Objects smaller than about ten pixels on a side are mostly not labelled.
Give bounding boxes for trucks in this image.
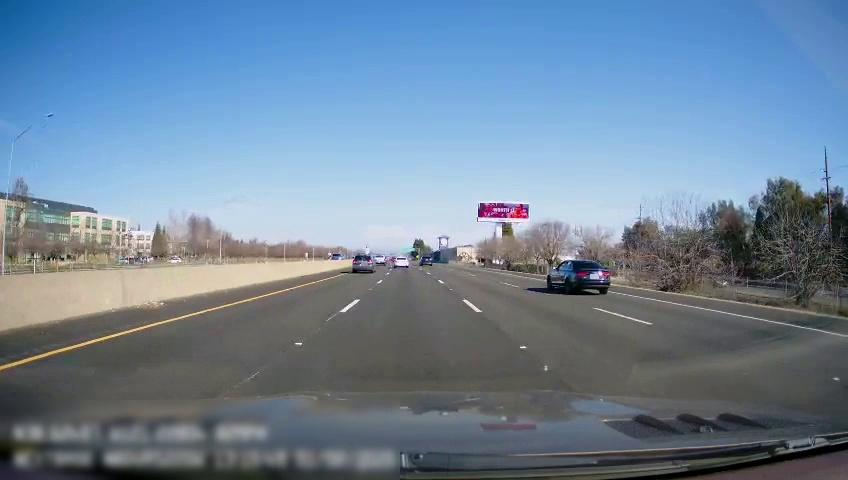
[372,254,388,267]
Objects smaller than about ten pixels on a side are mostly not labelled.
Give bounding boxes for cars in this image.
[395,257,410,269]
[546,260,611,295]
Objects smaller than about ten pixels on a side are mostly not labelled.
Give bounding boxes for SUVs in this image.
[352,254,376,274]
